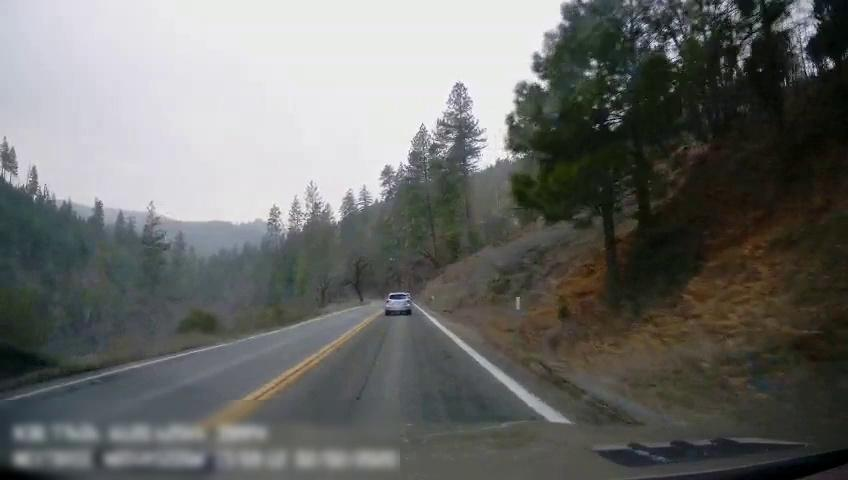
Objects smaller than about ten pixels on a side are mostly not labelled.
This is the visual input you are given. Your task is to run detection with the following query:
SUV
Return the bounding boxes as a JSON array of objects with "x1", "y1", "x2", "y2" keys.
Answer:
[{"x1": 385, "y1": 292, "x2": 412, "y2": 315}]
